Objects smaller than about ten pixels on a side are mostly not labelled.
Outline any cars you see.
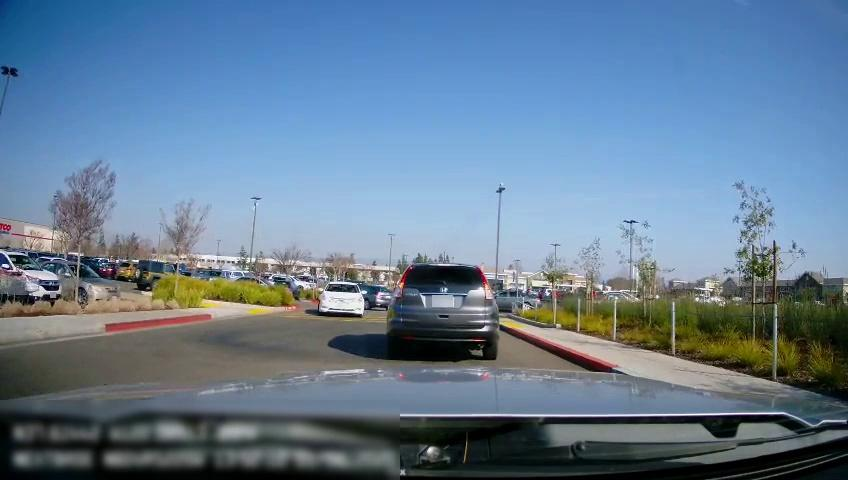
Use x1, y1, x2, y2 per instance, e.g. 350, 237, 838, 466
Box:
361, 286, 390, 312
317, 282, 365, 319
498, 289, 540, 313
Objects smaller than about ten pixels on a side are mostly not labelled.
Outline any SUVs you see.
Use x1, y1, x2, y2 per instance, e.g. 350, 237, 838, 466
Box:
387, 262, 499, 361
